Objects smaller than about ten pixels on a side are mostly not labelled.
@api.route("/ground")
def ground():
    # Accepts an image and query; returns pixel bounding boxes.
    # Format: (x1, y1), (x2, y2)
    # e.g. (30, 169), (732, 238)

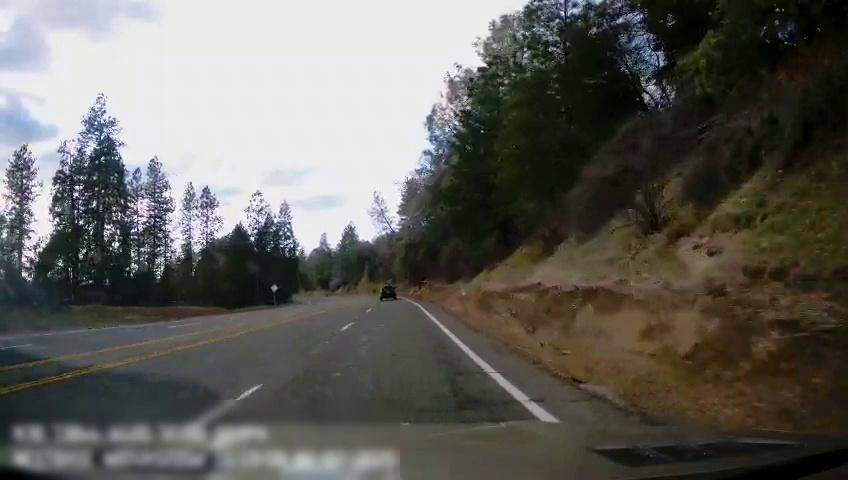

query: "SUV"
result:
(379, 286), (397, 302)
